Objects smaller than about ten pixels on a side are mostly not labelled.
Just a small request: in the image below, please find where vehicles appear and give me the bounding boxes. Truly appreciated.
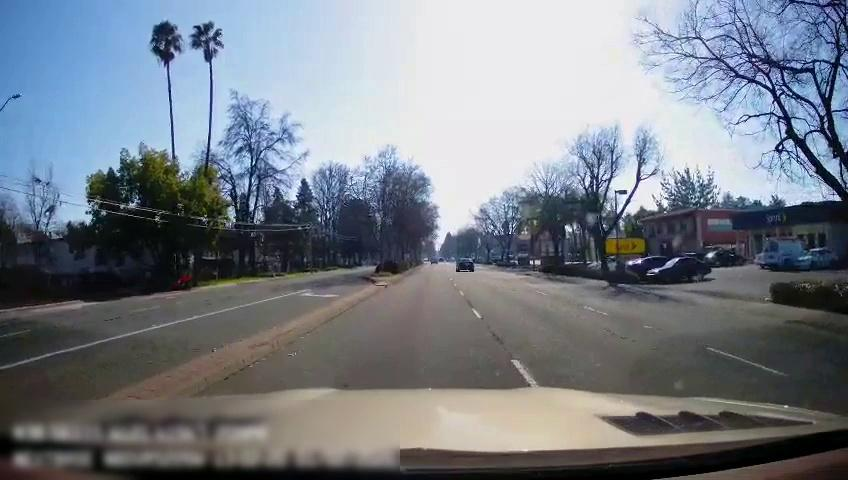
[625,256,673,275]
[794,248,836,271]
[455,257,475,272]
[759,248,768,269]
[647,257,711,281]
[703,250,743,266]
[766,240,808,271]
